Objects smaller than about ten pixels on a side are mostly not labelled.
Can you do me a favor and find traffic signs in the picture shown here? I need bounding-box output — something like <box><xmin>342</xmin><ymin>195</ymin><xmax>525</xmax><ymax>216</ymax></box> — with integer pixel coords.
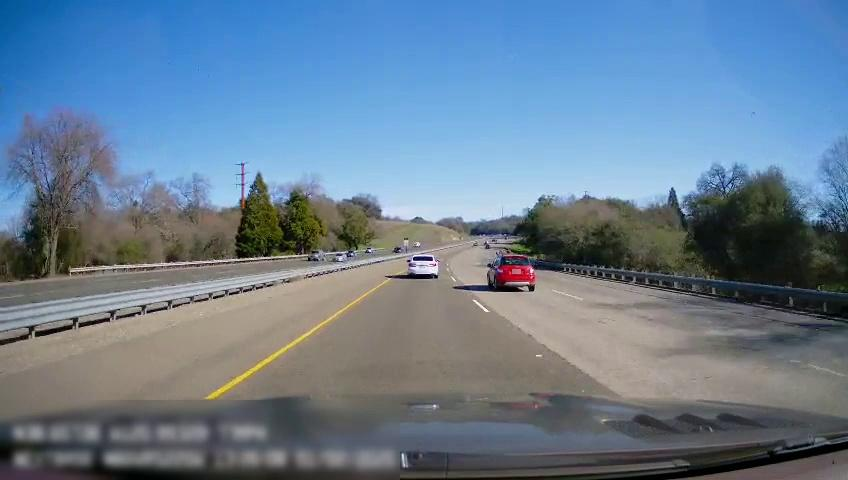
<box><xmin>404</xmin><ymin>236</ymin><xmax>409</xmax><ymax>248</ymax></box>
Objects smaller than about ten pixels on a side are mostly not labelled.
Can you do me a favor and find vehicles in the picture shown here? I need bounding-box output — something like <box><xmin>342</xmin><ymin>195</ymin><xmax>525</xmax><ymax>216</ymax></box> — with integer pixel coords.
<box><xmin>333</xmin><ymin>252</ymin><xmax>347</xmax><ymax>262</ymax></box>
<box><xmin>486</xmin><ymin>256</ymin><xmax>536</xmax><ymax>293</ymax></box>
<box><xmin>307</xmin><ymin>249</ymin><xmax>327</xmax><ymax>262</ymax></box>
<box><xmin>364</xmin><ymin>247</ymin><xmax>376</xmax><ymax>254</ymax></box>
<box><xmin>392</xmin><ymin>246</ymin><xmax>402</xmax><ymax>254</ymax></box>
<box><xmin>406</xmin><ymin>254</ymin><xmax>439</xmax><ymax>279</ymax></box>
